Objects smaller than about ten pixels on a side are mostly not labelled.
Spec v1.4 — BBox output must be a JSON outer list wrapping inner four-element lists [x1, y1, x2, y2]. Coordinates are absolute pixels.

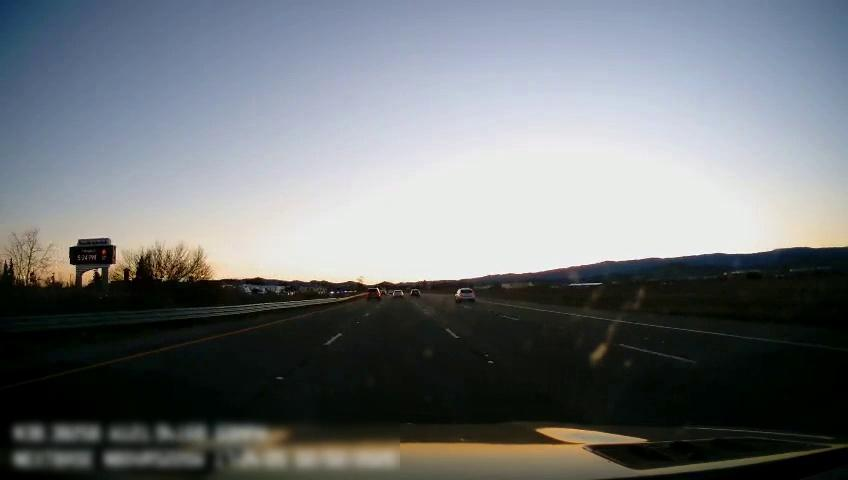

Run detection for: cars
[[392, 290, 405, 300], [409, 288, 421, 298]]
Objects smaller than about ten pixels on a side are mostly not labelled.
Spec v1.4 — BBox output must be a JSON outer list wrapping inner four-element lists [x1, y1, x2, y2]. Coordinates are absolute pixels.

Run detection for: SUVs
[[366, 288, 381, 301], [454, 288, 475, 304]]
